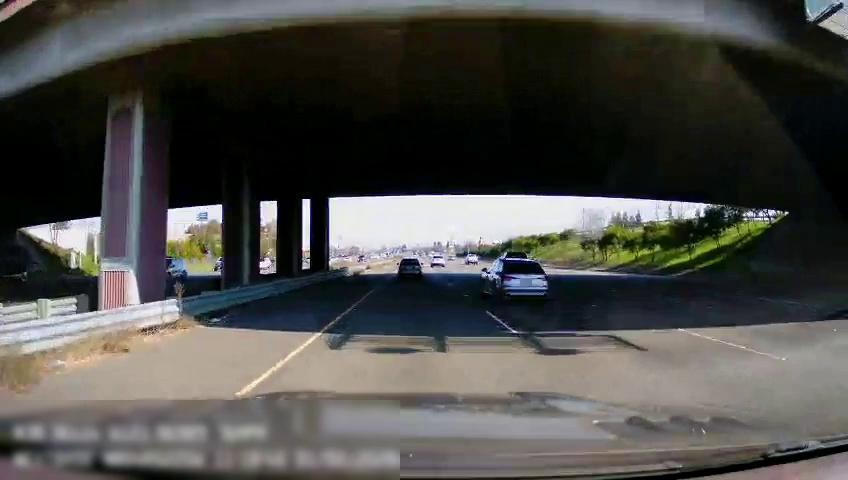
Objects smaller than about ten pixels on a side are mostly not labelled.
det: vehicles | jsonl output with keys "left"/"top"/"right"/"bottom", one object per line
{"left": 396, "top": 258, "right": 424, "bottom": 278}
{"left": 214, "top": 256, "right": 221, "bottom": 272}
{"left": 464, "top": 254, "right": 478, "bottom": 265}
{"left": 167, "top": 256, "right": 188, "bottom": 282}
{"left": 479, "top": 257, "right": 550, "bottom": 307}
{"left": 430, "top": 255, "right": 445, "bottom": 268}
{"left": 504, "top": 251, "right": 529, "bottom": 259}
{"left": 259, "top": 257, "right": 272, "bottom": 270}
